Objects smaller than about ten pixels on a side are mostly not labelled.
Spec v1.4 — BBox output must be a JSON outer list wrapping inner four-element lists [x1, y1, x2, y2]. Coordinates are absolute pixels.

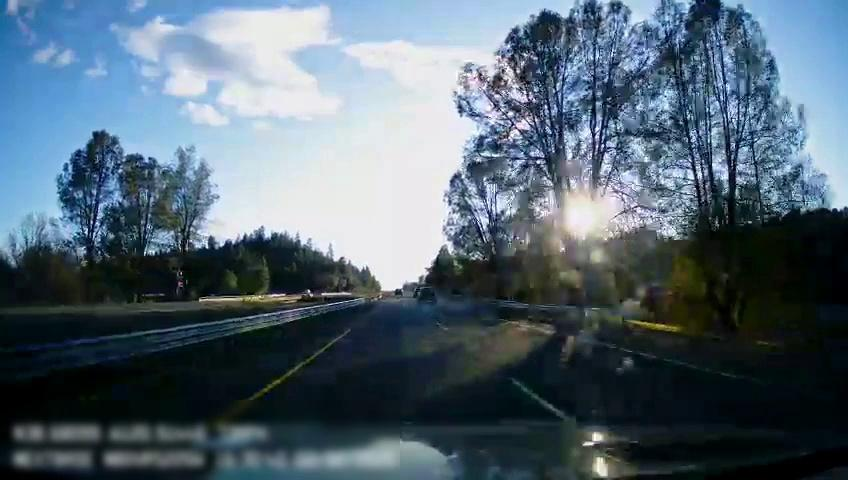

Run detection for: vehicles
[[300, 290, 313, 299], [417, 286, 435, 301]]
